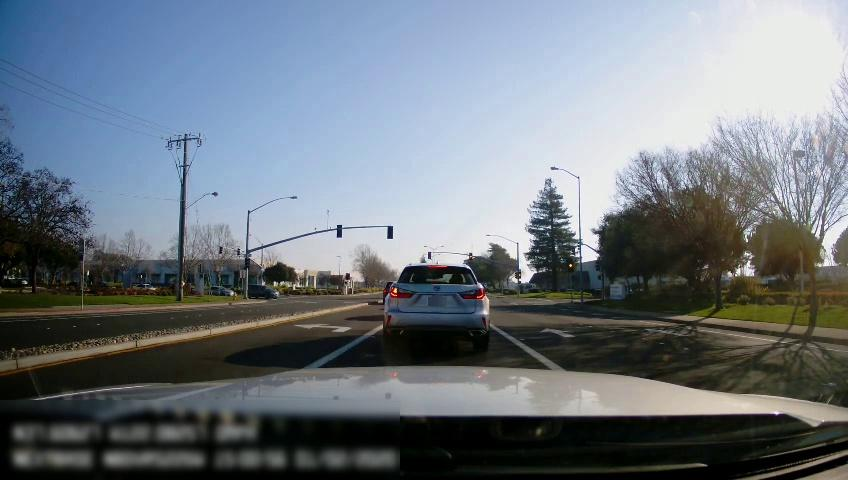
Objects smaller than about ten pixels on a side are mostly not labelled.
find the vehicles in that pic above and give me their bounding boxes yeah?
[383,263,490,351]
[244,285,281,300]
[207,285,237,297]
[382,280,396,305]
